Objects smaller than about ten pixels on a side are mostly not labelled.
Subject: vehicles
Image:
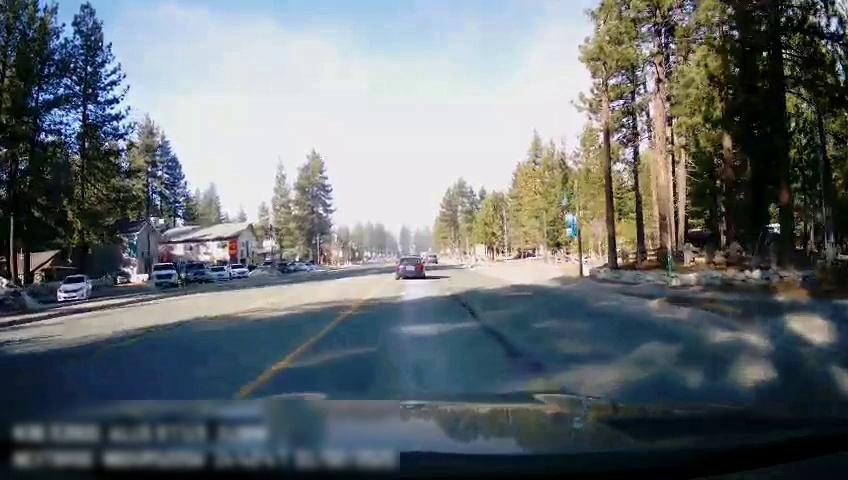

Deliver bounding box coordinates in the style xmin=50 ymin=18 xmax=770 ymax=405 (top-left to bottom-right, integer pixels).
xmin=396 ymin=253 xmax=427 ymax=280
xmin=179 ymin=262 xmax=208 ymax=284
xmin=427 ymin=255 xmax=438 ymax=264
xmin=57 ymin=274 xmax=92 ymax=303
xmin=207 ymin=263 xmax=229 ymax=281
xmin=152 ymin=263 xmax=179 ymax=287
xmin=227 ymin=262 xmax=250 ymax=279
